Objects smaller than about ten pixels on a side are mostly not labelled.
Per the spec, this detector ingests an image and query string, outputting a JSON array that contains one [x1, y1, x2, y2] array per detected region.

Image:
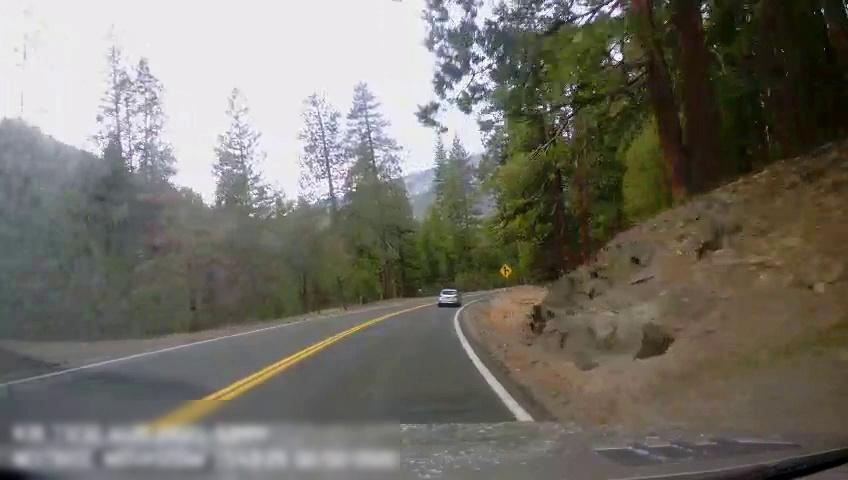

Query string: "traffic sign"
[[499, 264, 513, 279]]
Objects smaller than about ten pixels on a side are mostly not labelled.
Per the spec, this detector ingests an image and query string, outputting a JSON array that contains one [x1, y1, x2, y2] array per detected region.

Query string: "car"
[[438, 288, 462, 308]]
